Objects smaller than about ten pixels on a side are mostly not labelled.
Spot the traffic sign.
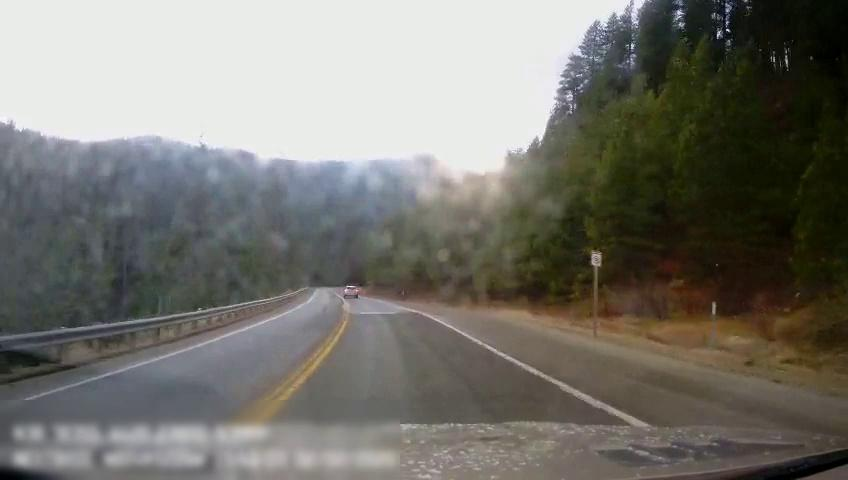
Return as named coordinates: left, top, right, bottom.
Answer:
left=589, top=250, right=603, bottom=268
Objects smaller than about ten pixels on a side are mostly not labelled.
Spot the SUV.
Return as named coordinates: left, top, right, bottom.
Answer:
left=343, top=285, right=360, bottom=298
